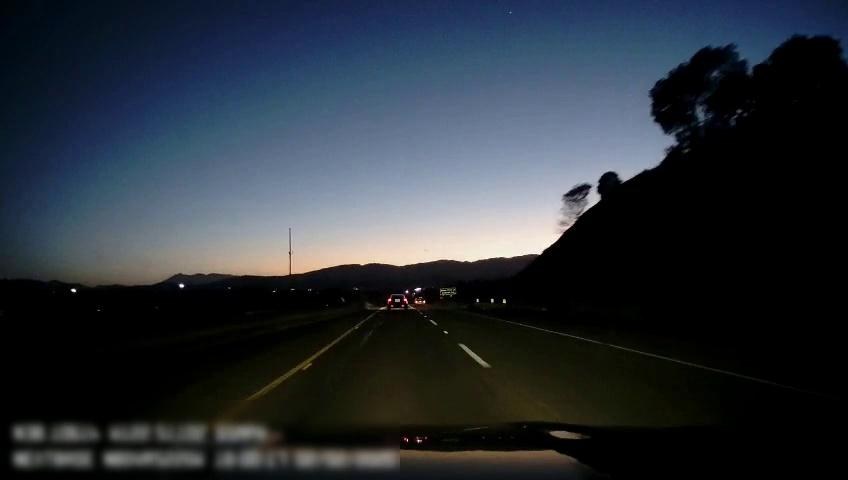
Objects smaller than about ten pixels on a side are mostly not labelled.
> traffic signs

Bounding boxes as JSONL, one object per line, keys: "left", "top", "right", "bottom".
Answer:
{"left": 440, "top": 287, "right": 457, "bottom": 295}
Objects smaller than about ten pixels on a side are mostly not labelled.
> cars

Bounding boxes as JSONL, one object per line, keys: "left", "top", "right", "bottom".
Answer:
{"left": 388, "top": 295, "right": 408, "bottom": 310}
{"left": 412, "top": 296, "right": 425, "bottom": 306}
